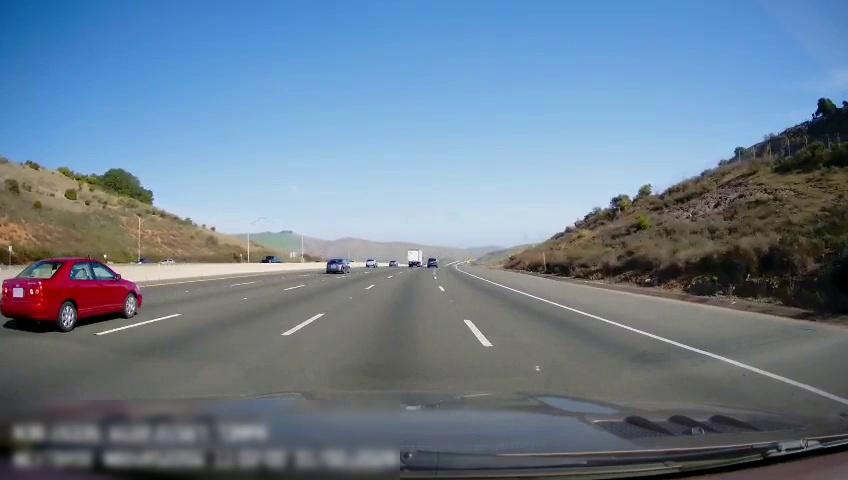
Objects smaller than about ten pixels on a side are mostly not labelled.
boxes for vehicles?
[158,258,175,264]
[135,256,153,264]
[407,249,422,267]
[427,257,439,269]
[260,255,282,264]
[326,257,351,274]
[0,256,143,332]
[365,258,378,269]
